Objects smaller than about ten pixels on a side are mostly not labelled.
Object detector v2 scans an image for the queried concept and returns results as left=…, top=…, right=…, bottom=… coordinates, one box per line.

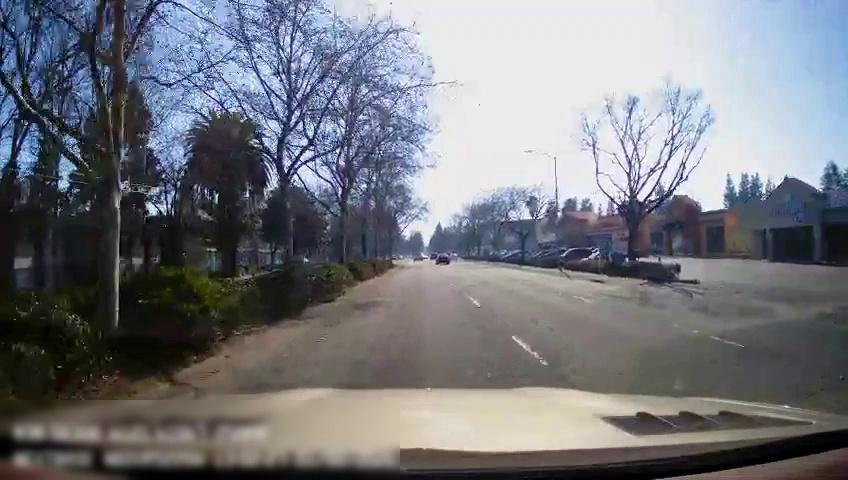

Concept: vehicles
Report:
left=534, top=249, right=553, bottom=257
left=504, top=249, right=529, bottom=259
left=557, top=247, right=592, bottom=259
left=436, top=253, right=450, bottom=264
left=584, top=250, right=619, bottom=263
left=541, top=248, right=570, bottom=257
